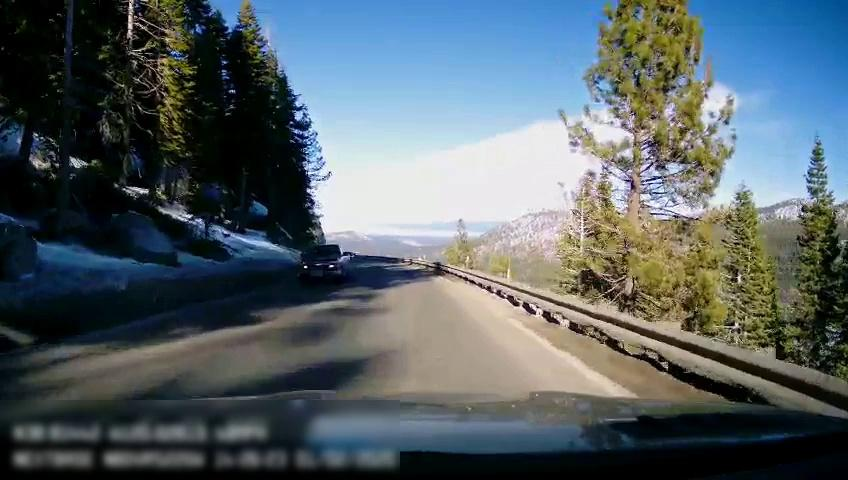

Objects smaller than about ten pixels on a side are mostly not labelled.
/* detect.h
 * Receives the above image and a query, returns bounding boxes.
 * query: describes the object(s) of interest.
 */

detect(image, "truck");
[298,244,354,287]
